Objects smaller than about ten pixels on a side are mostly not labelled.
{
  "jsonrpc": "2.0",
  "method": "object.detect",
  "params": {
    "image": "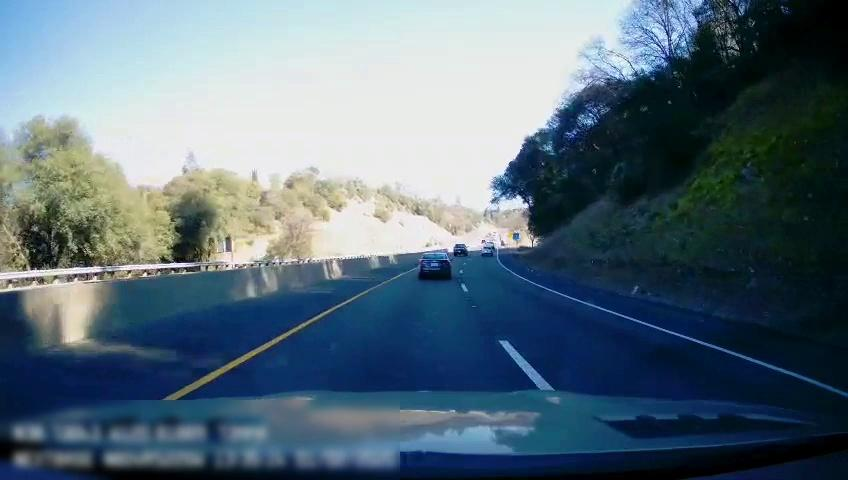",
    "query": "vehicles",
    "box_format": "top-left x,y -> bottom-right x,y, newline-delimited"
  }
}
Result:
482,246 -> 495,256
417,251 -> 452,280
485,240 -> 497,248
453,242 -> 470,256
